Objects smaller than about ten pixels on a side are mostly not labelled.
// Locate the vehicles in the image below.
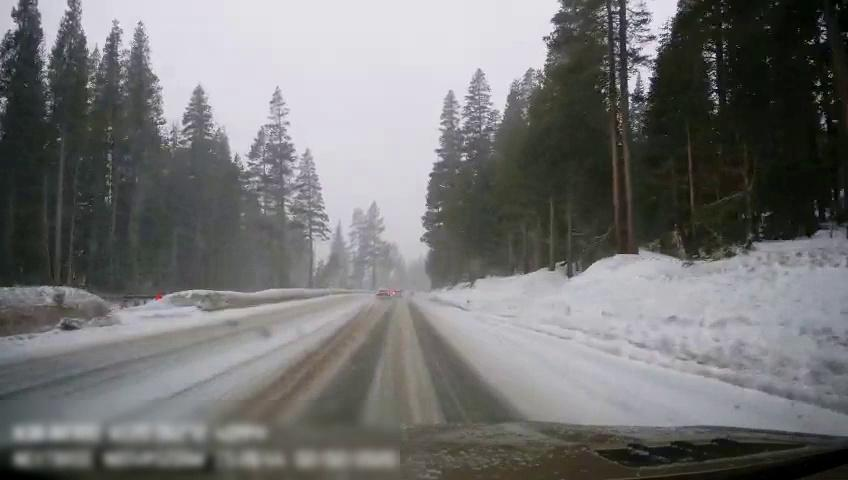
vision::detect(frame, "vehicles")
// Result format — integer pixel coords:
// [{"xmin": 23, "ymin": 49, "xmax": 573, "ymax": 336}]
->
[
  {"xmin": 375, "ymin": 288, "xmax": 392, "ymax": 298},
  {"xmin": 391, "ymin": 288, "xmax": 403, "ymax": 297}
]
